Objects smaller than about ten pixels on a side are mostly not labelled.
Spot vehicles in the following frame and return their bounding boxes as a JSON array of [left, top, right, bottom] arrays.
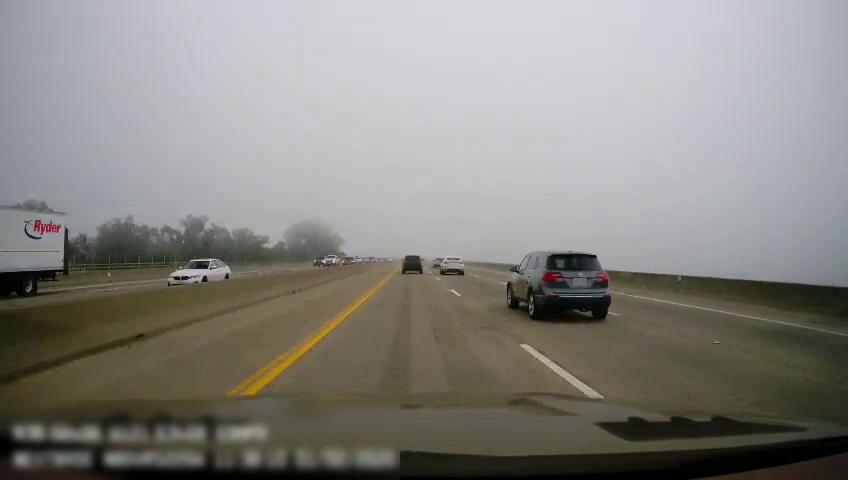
[[431, 257, 446, 269], [313, 256, 328, 267], [0, 205, 70, 299], [504, 249, 612, 322], [401, 255, 424, 274], [321, 254, 341, 268], [439, 255, 464, 275], [341, 256, 357, 266], [166, 257, 233, 287]]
